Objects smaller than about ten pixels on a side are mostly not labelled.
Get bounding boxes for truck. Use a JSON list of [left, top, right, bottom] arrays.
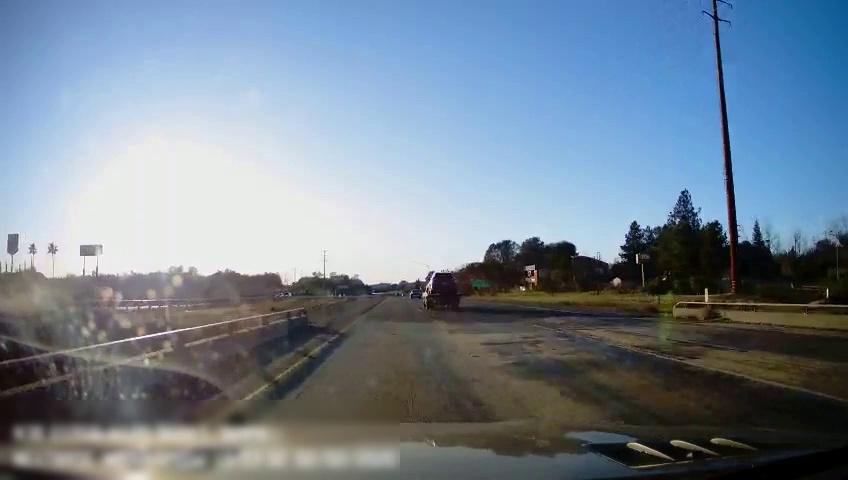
[[422, 272, 461, 311]]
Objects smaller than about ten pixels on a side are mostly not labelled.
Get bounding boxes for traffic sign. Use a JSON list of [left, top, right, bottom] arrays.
[[472, 280, 489, 288]]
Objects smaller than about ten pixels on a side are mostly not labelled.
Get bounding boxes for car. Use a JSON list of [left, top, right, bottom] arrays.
[[409, 289, 421, 299]]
